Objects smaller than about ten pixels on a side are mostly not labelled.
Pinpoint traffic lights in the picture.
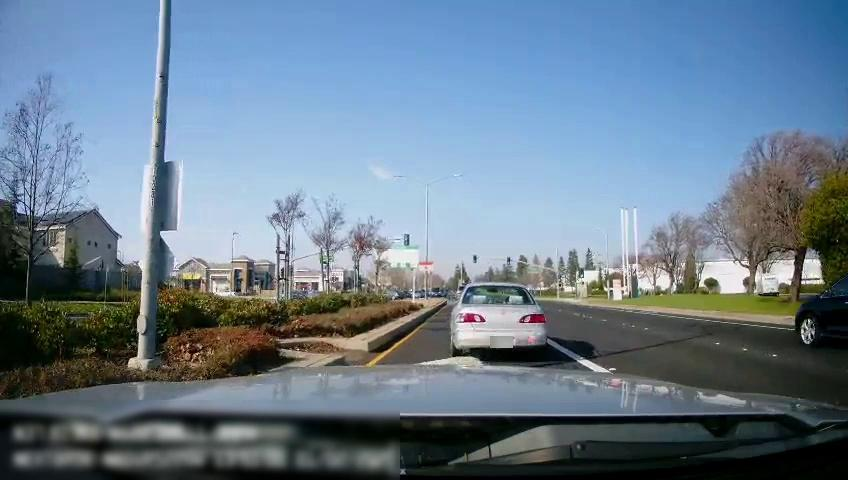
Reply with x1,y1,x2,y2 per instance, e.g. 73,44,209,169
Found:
403,233,410,248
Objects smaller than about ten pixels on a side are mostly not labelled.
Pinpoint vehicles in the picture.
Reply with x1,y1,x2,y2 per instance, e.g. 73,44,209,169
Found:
440,288,448,297
409,289,424,298
449,282,547,356
431,288,441,296
795,273,848,348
